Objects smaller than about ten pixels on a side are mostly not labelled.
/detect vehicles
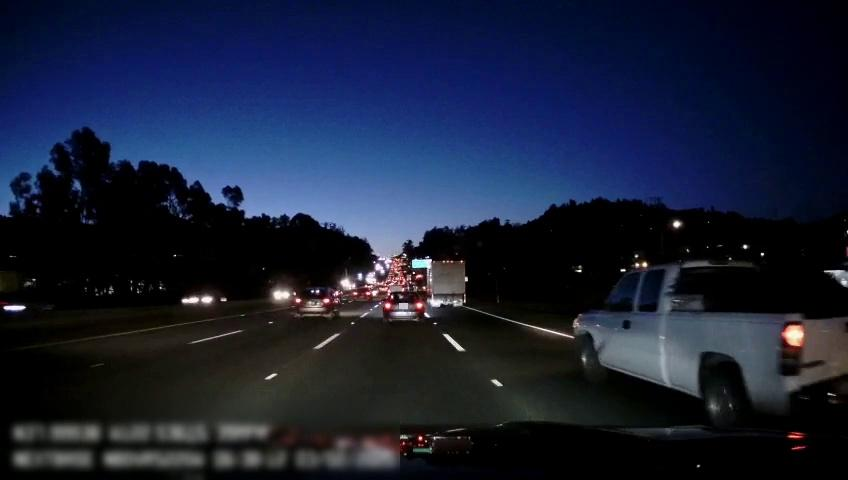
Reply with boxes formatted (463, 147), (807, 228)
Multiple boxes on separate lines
(179, 286), (227, 306)
(382, 290), (426, 324)
(294, 286), (341, 322)
(570, 260), (848, 427)
(427, 260), (466, 310)
(269, 287), (295, 301)
(352, 285), (374, 302)
(0, 290), (44, 320)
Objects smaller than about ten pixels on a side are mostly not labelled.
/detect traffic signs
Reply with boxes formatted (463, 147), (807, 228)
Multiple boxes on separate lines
(412, 260), (429, 268)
